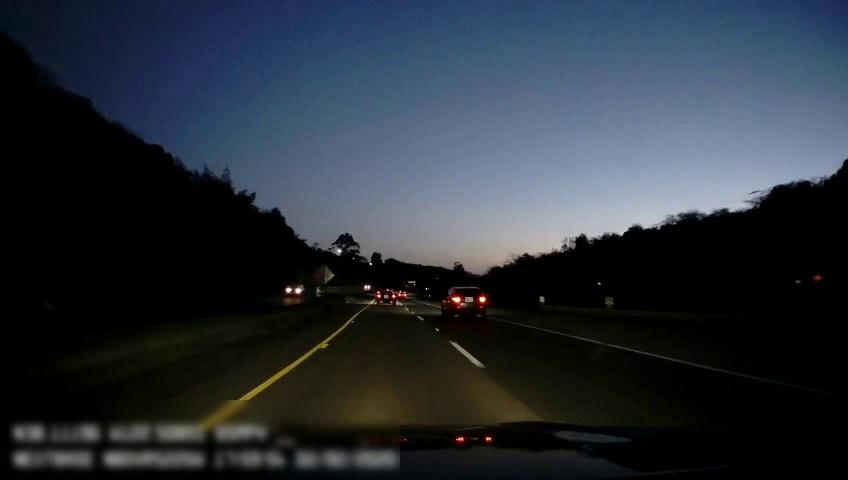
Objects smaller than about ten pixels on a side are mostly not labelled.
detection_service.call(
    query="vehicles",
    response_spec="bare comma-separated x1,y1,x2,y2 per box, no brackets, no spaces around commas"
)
375,288,397,305
440,286,489,320
284,284,304,297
